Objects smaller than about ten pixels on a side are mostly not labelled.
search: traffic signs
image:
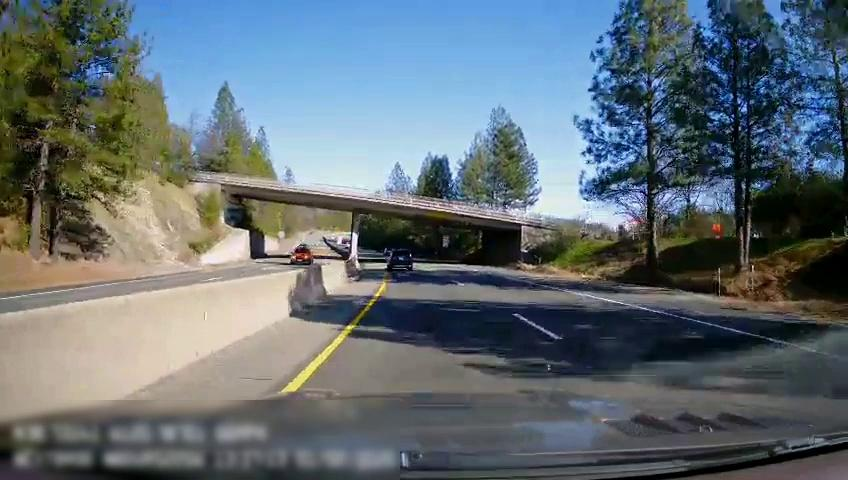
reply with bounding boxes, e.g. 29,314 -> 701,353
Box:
442,234 -> 449,248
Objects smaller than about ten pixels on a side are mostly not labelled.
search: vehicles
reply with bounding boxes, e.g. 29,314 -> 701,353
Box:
341,240 -> 351,249
290,246 -> 315,266
387,250 -> 412,271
